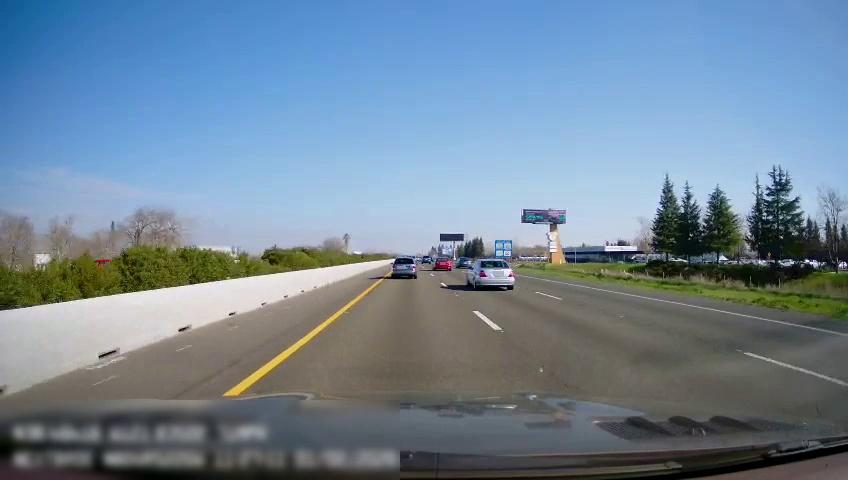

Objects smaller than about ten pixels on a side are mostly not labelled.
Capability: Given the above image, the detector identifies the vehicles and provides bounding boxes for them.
[456,257,471,269]
[432,256,454,273]
[92,259,113,273]
[421,255,433,264]
[466,258,516,292]
[391,256,417,279]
